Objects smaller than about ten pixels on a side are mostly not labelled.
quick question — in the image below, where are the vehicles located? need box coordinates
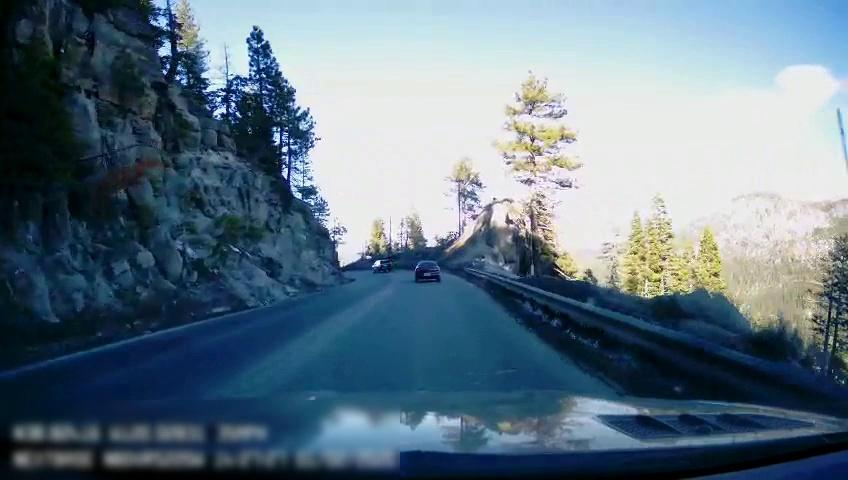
[414,261,441,282]
[372,259,390,272]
